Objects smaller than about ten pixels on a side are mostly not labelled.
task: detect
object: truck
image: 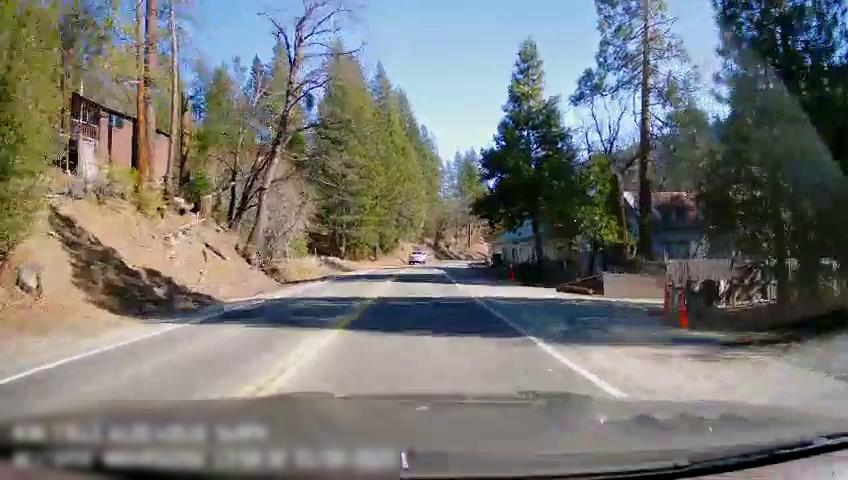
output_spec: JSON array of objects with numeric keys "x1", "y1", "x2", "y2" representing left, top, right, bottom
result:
[{"x1": 407, "y1": 251, "x2": 428, "y2": 264}]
